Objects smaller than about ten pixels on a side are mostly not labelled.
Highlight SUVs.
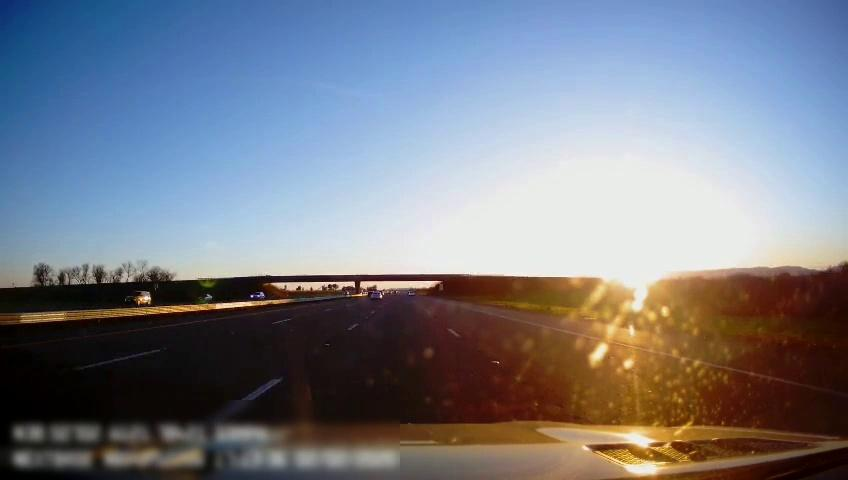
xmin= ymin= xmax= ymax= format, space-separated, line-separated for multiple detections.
xmin=124 ymin=291 xmax=152 ymax=306
xmin=250 ymin=291 xmax=265 ymax=301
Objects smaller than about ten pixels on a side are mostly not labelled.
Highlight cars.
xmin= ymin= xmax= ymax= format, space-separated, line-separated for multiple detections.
xmin=197 ymin=294 xmax=213 ymax=302
xmin=371 ymin=291 xmax=383 ymax=301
